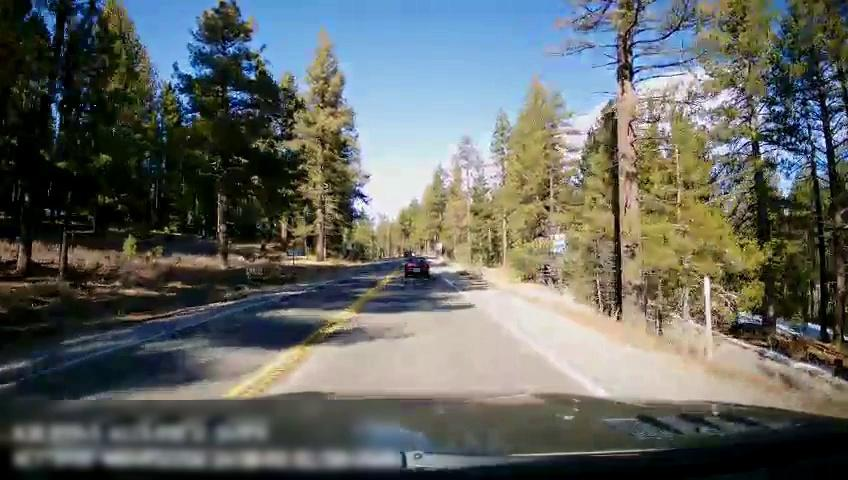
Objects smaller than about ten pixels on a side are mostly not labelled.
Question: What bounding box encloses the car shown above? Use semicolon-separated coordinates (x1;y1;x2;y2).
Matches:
405;258;429;279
